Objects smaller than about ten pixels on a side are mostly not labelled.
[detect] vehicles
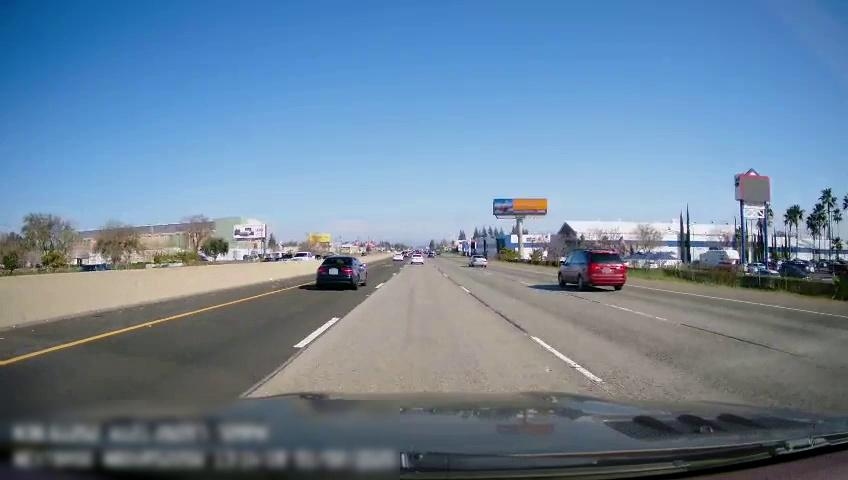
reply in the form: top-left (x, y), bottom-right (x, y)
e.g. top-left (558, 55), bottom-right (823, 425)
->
top-left (316, 255), bottom-right (369, 290)
top-left (468, 254), bottom-right (488, 268)
top-left (80, 262), bottom-right (112, 272)
top-left (410, 253), bottom-right (425, 265)
top-left (392, 252), bottom-right (404, 262)
top-left (557, 249), bottom-right (627, 291)
top-left (260, 257), bottom-right (276, 263)
top-left (275, 253), bottom-right (296, 262)
top-left (291, 251), bottom-right (316, 262)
